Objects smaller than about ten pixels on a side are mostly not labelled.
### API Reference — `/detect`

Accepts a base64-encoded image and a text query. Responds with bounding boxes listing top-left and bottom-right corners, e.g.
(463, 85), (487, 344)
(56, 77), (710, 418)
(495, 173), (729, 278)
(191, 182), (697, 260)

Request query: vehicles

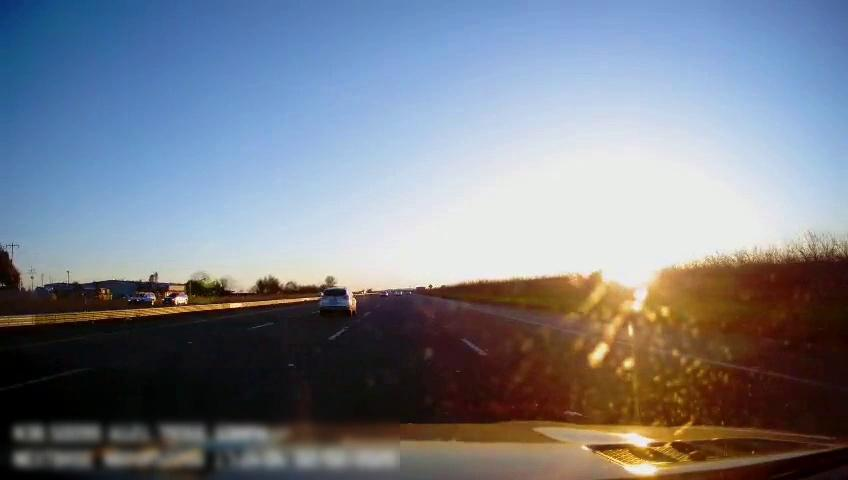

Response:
(318, 286), (356, 319)
(89, 287), (113, 302)
(163, 293), (188, 307)
(128, 292), (156, 308)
